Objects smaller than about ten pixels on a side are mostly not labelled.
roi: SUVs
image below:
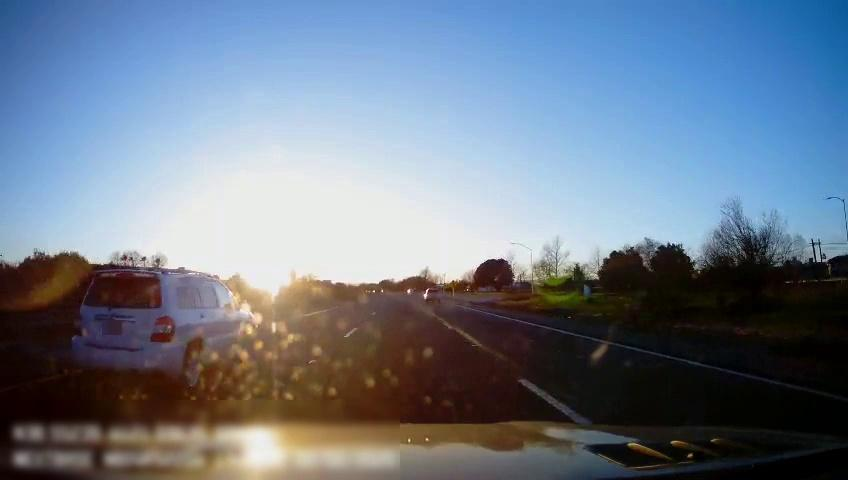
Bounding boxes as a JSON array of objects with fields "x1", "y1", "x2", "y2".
[
  {"x1": 72, "y1": 268, "x2": 257, "y2": 393},
  {"x1": 424, "y1": 288, "x2": 440, "y2": 302}
]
